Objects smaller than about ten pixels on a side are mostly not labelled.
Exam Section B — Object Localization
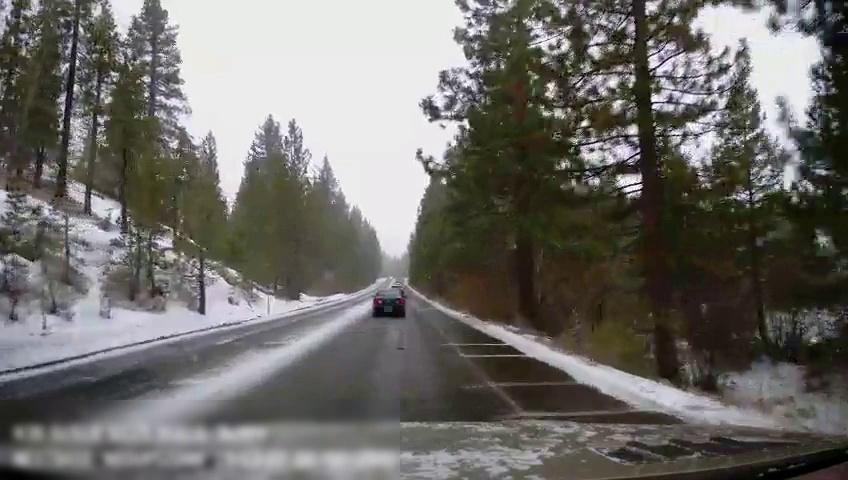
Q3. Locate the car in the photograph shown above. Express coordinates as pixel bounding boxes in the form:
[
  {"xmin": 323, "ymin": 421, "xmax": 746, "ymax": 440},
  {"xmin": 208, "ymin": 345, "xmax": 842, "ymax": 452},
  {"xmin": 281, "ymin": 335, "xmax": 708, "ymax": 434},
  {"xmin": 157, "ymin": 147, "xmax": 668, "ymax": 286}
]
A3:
[{"xmin": 372, "ymin": 286, "xmax": 407, "ymax": 317}]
